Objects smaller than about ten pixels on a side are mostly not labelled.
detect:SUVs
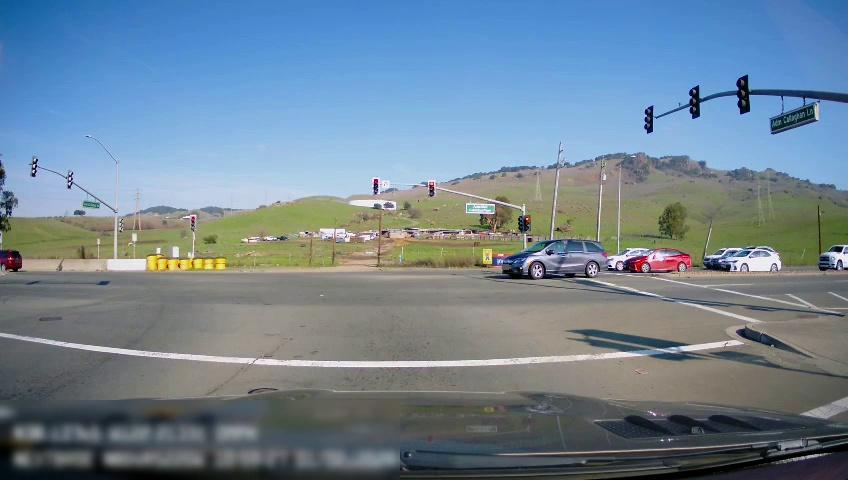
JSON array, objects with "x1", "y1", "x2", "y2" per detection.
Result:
[
  {"x1": 742, "y1": 245, "x2": 779, "y2": 258},
  {"x1": 703, "y1": 247, "x2": 744, "y2": 269}
]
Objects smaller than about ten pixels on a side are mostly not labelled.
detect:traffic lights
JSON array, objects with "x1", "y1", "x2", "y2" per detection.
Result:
[
  {"x1": 66, "y1": 169, "x2": 75, "y2": 190},
  {"x1": 426, "y1": 178, "x2": 437, "y2": 197},
  {"x1": 735, "y1": 74, "x2": 751, "y2": 115},
  {"x1": 371, "y1": 176, "x2": 382, "y2": 196},
  {"x1": 523, "y1": 214, "x2": 532, "y2": 232},
  {"x1": 516, "y1": 215, "x2": 525, "y2": 232},
  {"x1": 189, "y1": 214, "x2": 198, "y2": 232},
  {"x1": 117, "y1": 215, "x2": 125, "y2": 233},
  {"x1": 30, "y1": 156, "x2": 40, "y2": 178},
  {"x1": 643, "y1": 104, "x2": 655, "y2": 135},
  {"x1": 687, "y1": 84, "x2": 702, "y2": 120}
]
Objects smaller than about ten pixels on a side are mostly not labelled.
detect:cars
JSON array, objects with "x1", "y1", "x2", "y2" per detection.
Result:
[
  {"x1": 622, "y1": 247, "x2": 693, "y2": 273},
  {"x1": 709, "y1": 250, "x2": 738, "y2": 271},
  {"x1": 605, "y1": 247, "x2": 651, "y2": 272},
  {"x1": 720, "y1": 248, "x2": 782, "y2": 273}
]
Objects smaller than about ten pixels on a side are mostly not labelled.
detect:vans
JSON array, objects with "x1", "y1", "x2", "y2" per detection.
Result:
[
  {"x1": 501, "y1": 239, "x2": 609, "y2": 280},
  {"x1": 0, "y1": 249, "x2": 23, "y2": 272}
]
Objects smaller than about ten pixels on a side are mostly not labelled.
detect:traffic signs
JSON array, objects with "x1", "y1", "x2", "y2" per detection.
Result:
[
  {"x1": 82, "y1": 199, "x2": 101, "y2": 209},
  {"x1": 464, "y1": 201, "x2": 497, "y2": 216},
  {"x1": 768, "y1": 100, "x2": 821, "y2": 135}
]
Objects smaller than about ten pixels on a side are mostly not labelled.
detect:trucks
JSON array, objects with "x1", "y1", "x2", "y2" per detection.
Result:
[{"x1": 818, "y1": 244, "x2": 848, "y2": 271}]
